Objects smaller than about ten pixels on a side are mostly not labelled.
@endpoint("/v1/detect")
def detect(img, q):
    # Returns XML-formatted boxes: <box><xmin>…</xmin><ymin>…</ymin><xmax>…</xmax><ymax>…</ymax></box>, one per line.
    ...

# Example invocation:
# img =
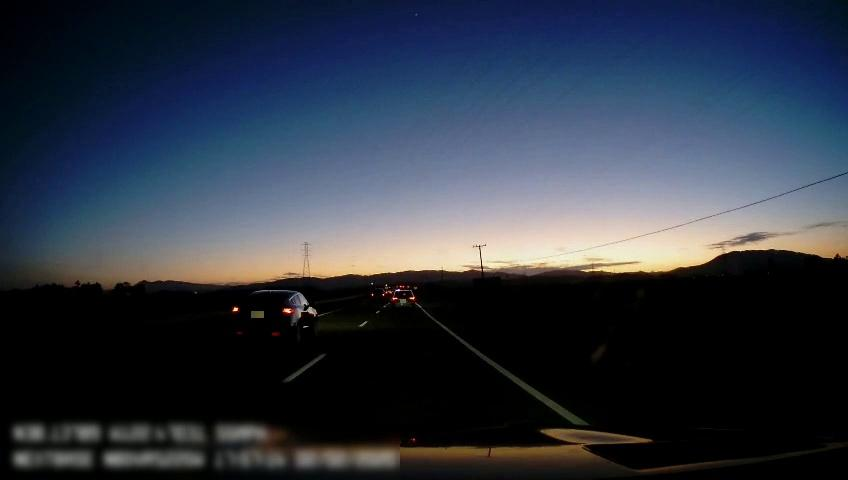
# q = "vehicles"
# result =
<box><xmin>231</xmin><ymin>289</ymin><xmax>319</xmax><ymax>348</ymax></box>
<box><xmin>391</xmin><ymin>289</ymin><xmax>416</xmax><ymax>311</ymax></box>
<box><xmin>370</xmin><ymin>288</ymin><xmax>386</xmax><ymax>302</ymax></box>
